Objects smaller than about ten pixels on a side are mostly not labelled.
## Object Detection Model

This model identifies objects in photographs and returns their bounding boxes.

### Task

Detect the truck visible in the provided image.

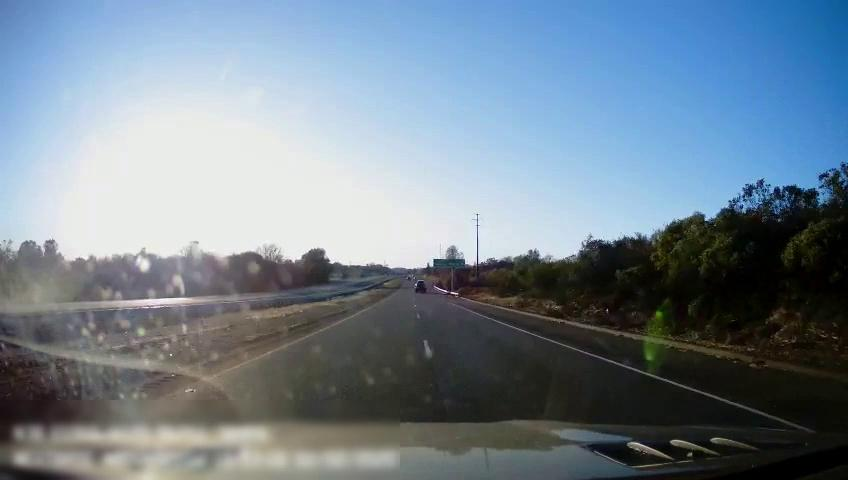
[414,280,426,293]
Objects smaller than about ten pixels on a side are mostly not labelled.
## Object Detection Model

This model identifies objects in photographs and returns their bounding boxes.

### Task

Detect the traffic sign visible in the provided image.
[433,258,465,270]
